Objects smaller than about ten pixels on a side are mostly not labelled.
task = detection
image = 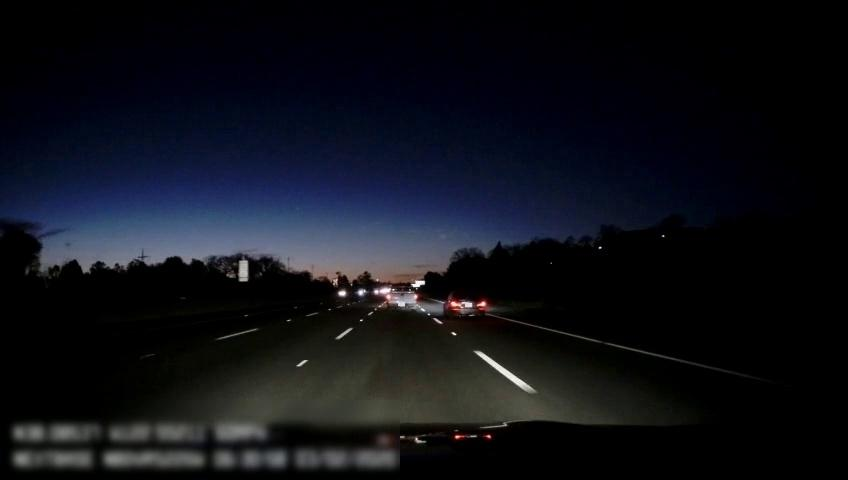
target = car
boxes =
[443,286,488,319]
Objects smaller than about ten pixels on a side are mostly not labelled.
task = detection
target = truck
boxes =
[387,281,418,313]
